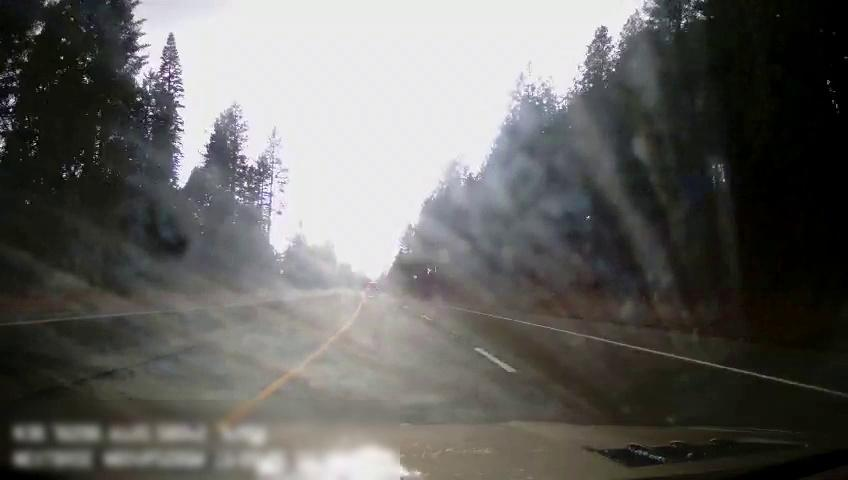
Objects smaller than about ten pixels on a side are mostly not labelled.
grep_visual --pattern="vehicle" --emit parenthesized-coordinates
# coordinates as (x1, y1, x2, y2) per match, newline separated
(365, 281, 381, 299)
